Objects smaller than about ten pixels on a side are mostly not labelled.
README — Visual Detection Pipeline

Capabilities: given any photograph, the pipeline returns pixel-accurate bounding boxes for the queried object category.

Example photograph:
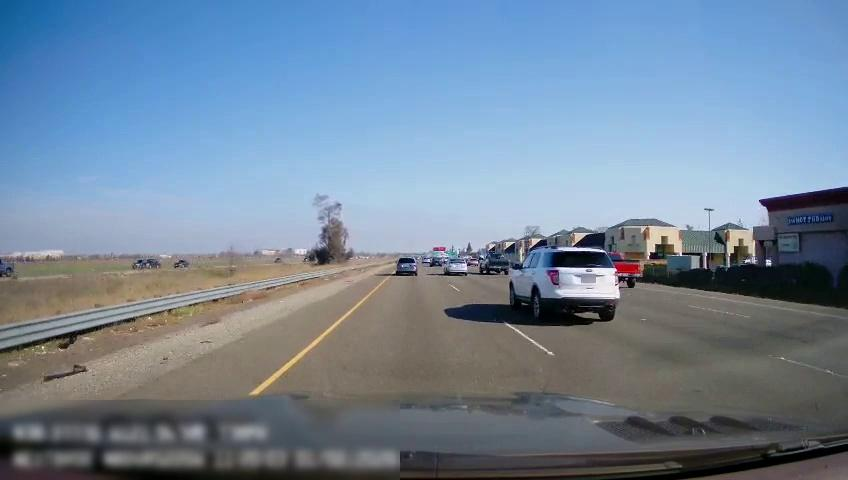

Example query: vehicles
[508,246,621,324]
[131,259,144,270]
[466,257,479,267]
[0,257,16,278]
[479,253,510,276]
[173,259,192,269]
[136,258,163,271]
[603,251,644,289]
[395,257,418,276]
[428,256,443,267]
[443,256,468,277]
